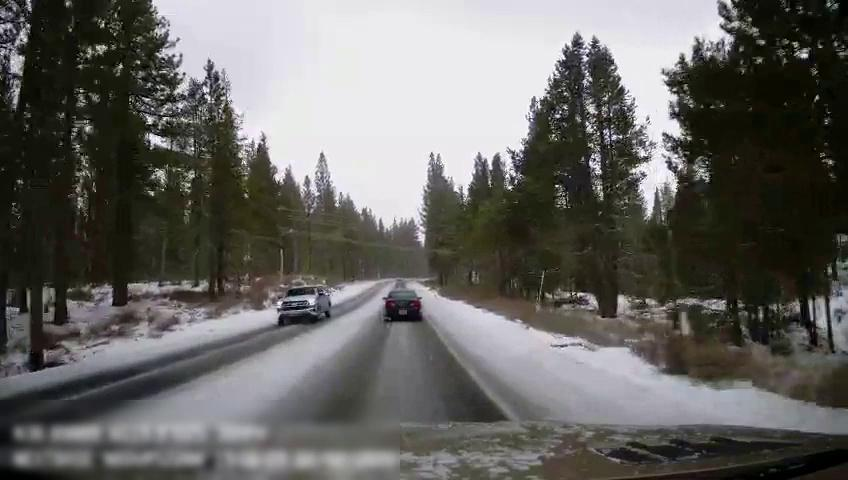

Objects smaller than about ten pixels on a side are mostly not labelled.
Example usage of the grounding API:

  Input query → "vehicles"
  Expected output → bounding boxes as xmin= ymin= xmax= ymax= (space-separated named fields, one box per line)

xmin=381 ymin=288 xmax=423 ymax=322
xmin=275 ymin=284 xmax=333 ymax=325
xmin=394 ymin=278 xmax=407 ymax=290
